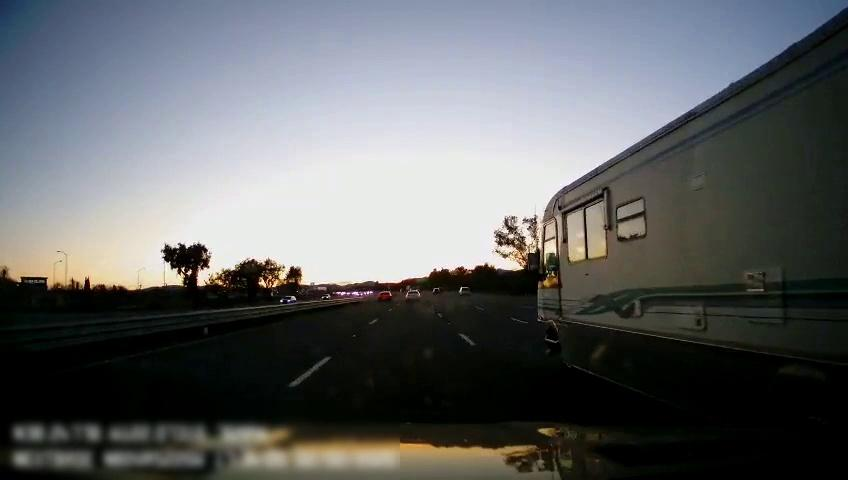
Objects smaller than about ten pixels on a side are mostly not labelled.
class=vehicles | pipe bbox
[527,6,848,434]
[458,287,471,296]
[378,291,393,301]
[321,294,332,301]
[405,289,421,303]
[280,295,297,305]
